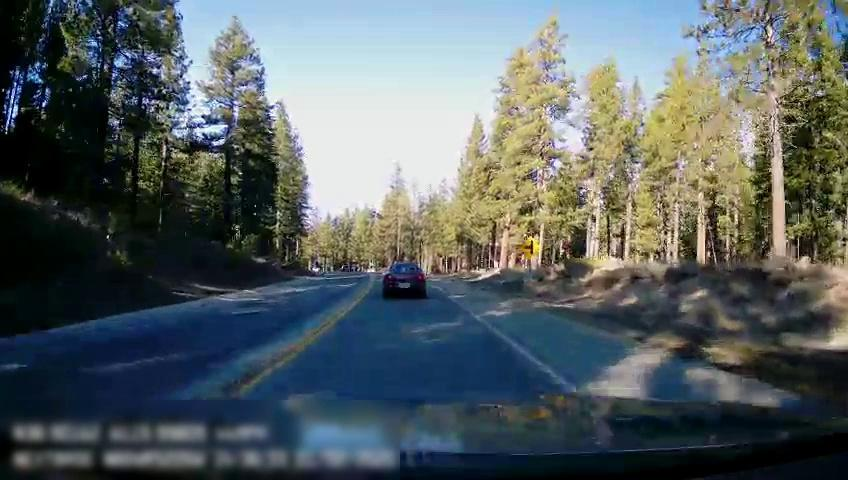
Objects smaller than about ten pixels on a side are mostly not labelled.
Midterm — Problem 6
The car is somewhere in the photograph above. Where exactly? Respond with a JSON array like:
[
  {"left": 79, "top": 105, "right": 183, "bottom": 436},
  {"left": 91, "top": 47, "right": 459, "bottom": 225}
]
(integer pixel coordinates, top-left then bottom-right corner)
[{"left": 382, "top": 262, "right": 426, "bottom": 299}]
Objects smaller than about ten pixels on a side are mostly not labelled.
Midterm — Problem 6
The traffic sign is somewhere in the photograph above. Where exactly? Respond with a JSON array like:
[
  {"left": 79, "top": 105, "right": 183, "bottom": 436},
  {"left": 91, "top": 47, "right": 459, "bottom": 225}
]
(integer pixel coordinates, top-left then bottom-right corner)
[{"left": 518, "top": 238, "right": 540, "bottom": 257}]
